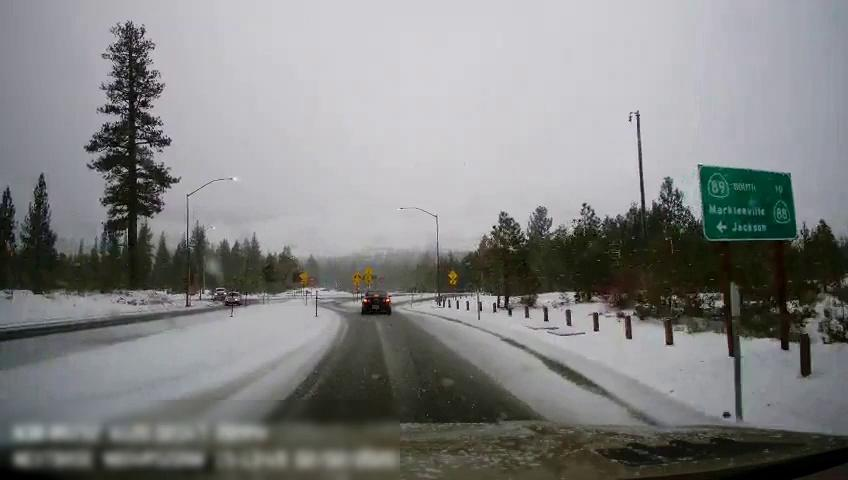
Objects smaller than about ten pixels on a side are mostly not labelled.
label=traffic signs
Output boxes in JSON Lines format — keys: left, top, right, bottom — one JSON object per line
{"left": 353, "top": 272, "right": 362, "bottom": 283}
{"left": 697, "top": 164, "right": 798, "bottom": 242}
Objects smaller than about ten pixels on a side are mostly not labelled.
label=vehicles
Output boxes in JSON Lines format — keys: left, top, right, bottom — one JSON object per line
{"left": 213, "top": 288, "right": 227, "bottom": 301}
{"left": 361, "top": 290, "right": 392, "bottom": 314}
{"left": 225, "top": 292, "right": 243, "bottom": 306}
